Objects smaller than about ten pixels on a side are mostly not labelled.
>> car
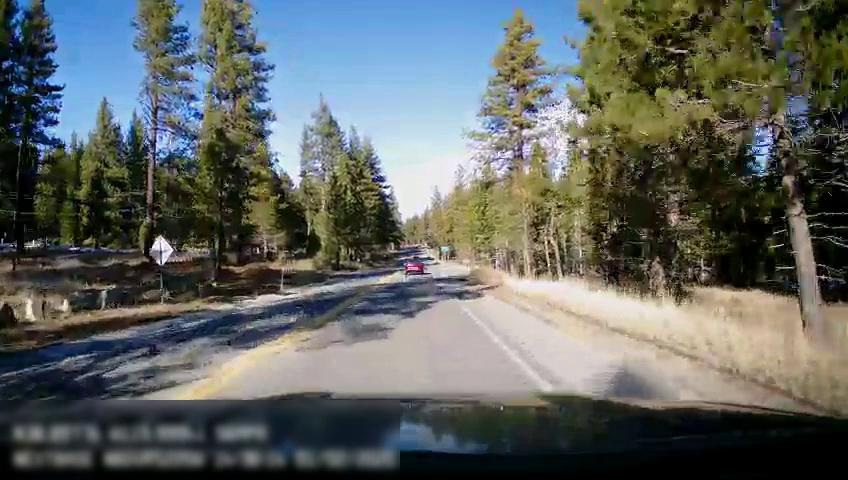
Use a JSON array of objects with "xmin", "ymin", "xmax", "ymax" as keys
[{"xmin": 405, "ymin": 259, "xmax": 424, "ymax": 274}]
